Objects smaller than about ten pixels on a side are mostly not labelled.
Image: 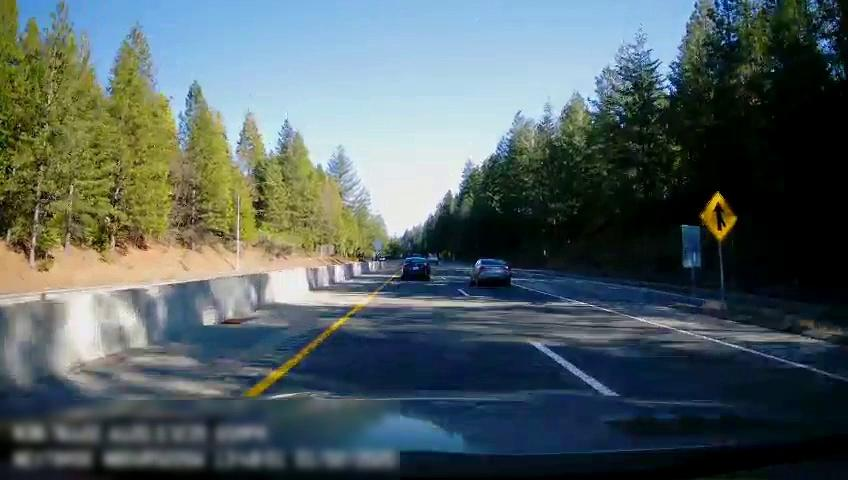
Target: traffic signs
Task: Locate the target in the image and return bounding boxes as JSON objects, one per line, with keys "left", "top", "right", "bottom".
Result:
{"left": 700, "top": 190, "right": 739, "bottom": 240}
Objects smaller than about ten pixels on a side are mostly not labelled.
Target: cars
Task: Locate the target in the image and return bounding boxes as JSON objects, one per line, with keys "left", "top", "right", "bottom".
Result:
{"left": 401, "top": 254, "right": 432, "bottom": 280}
{"left": 471, "top": 257, "right": 513, "bottom": 287}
